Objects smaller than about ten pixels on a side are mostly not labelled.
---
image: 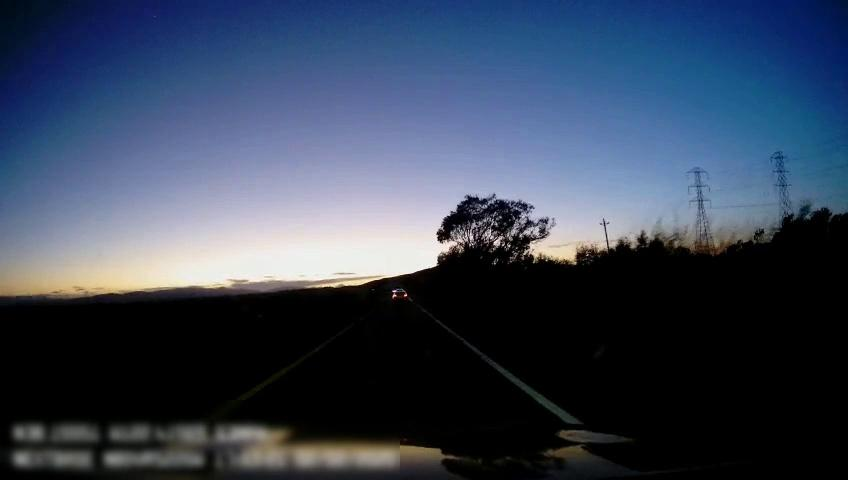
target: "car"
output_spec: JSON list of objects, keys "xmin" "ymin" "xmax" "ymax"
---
[{"xmin": 391, "ymin": 289, "xmax": 409, "ymax": 303}]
